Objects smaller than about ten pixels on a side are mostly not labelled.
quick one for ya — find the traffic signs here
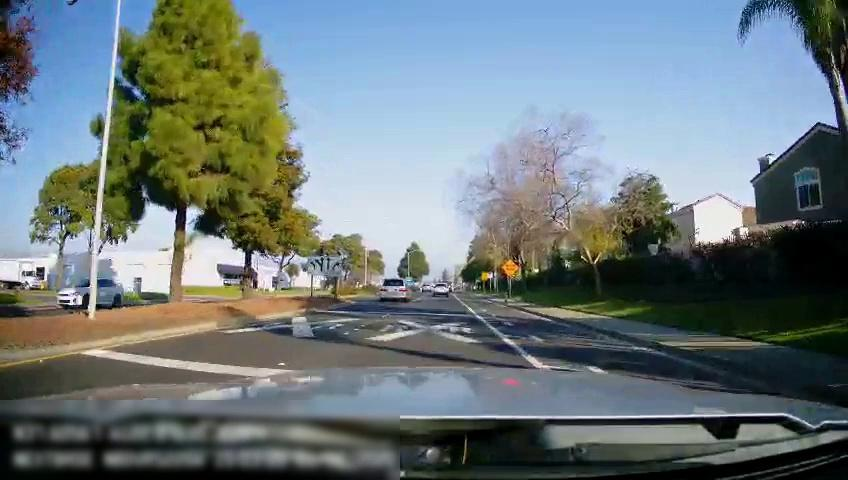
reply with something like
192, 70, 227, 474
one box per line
501, 258, 520, 278
305, 254, 338, 274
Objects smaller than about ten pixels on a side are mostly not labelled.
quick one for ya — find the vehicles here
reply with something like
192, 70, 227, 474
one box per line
378, 278, 413, 302
56, 278, 125, 311
432, 282, 449, 297
422, 283, 432, 293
